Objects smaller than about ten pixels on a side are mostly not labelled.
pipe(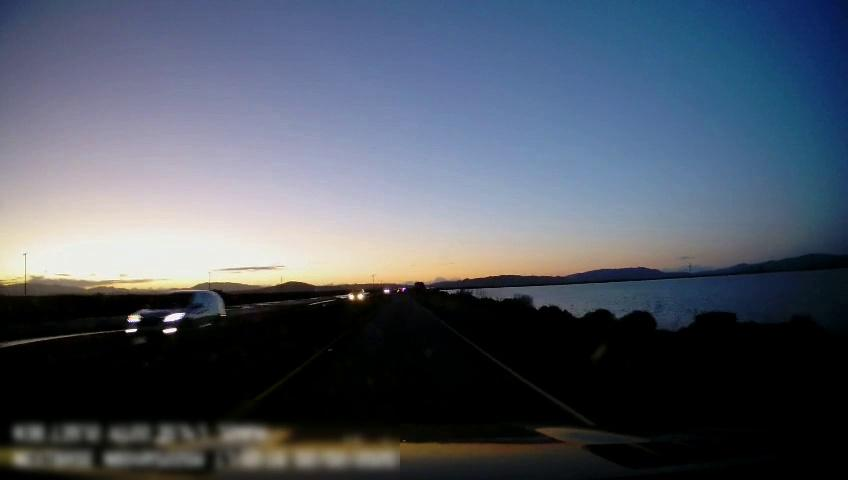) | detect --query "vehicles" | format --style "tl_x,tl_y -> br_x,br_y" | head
126,290 -> 226,344
347,289 -> 366,303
